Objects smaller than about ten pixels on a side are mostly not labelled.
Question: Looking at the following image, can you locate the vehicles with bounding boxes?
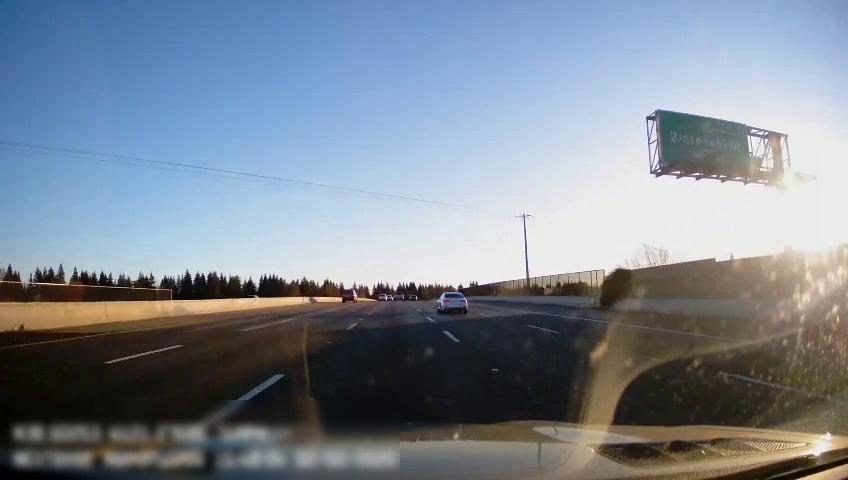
[342,290,356,303]
[246,294,260,299]
[436,292,468,314]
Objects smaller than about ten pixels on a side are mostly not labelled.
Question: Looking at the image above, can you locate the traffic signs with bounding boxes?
[657,108,754,175]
